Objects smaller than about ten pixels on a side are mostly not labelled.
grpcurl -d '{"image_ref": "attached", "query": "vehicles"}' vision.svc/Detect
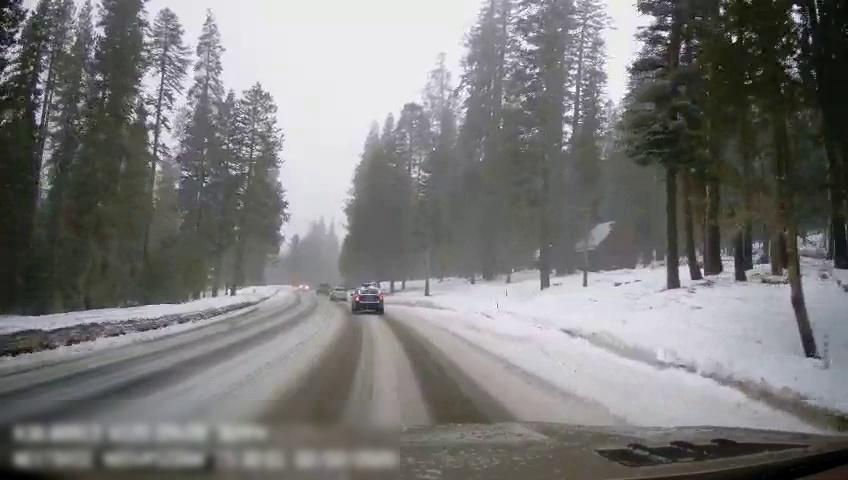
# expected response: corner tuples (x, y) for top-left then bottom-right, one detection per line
(330, 288), (348, 302)
(315, 283), (331, 295)
(350, 282), (385, 315)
